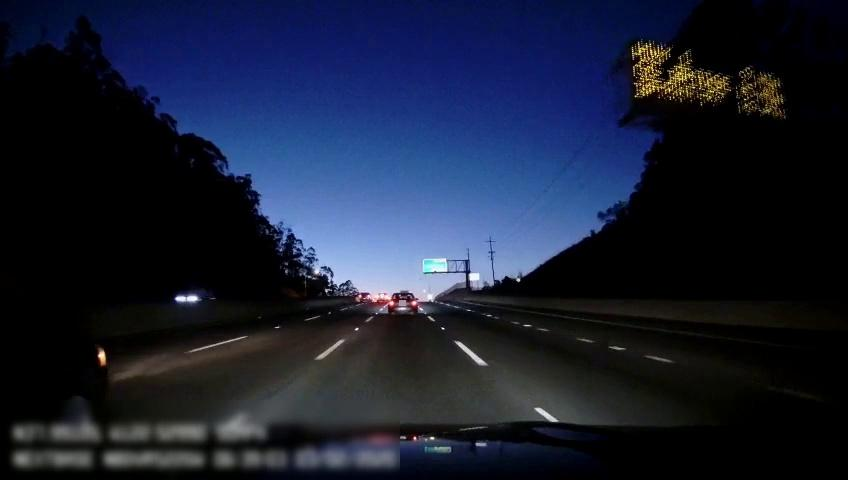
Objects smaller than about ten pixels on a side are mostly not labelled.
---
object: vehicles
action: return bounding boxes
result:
[388,292,418,317]
[0,307,108,438]
[376,292,389,303]
[359,292,373,303]
[174,289,216,304]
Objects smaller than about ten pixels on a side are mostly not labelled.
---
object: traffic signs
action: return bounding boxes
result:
[423,258,447,273]
[468,272,480,281]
